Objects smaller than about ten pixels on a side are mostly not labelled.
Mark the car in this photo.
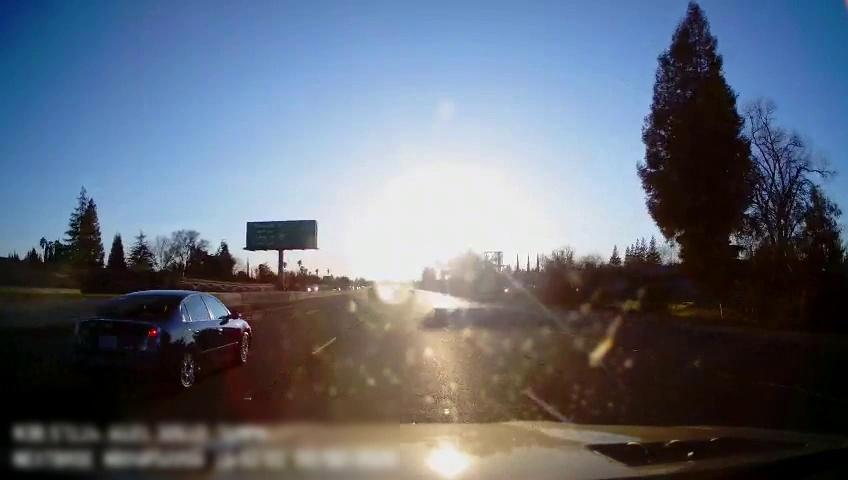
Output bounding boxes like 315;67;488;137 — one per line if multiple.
68;289;253;389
